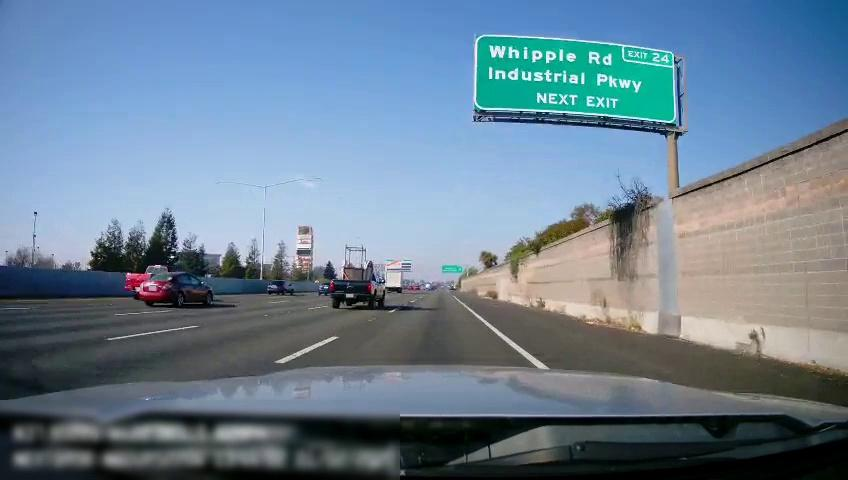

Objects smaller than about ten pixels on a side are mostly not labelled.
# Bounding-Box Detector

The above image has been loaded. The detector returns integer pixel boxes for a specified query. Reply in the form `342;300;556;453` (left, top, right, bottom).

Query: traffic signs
441;264;465;273
475;33;676;123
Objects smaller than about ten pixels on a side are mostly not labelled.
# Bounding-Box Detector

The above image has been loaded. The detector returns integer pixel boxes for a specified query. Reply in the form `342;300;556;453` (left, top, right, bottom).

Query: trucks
329;267;386;311
124;265;178;300
383;271;403;293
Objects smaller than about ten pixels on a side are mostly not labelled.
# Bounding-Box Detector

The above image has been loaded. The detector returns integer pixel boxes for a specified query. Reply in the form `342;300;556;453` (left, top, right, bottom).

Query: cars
139;270;214;307
267;279;296;296
318;281;331;296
